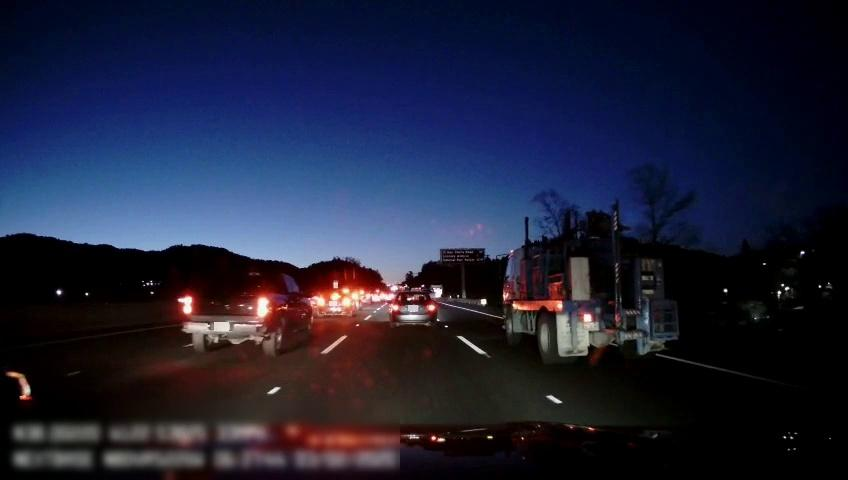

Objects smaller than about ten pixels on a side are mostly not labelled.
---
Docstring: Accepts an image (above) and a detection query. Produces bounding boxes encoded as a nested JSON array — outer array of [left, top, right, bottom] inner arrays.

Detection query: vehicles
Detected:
[[362, 288, 382, 305], [0, 359, 40, 440], [389, 288, 439, 328], [307, 280, 361, 318], [496, 240, 680, 365], [179, 271, 315, 357]]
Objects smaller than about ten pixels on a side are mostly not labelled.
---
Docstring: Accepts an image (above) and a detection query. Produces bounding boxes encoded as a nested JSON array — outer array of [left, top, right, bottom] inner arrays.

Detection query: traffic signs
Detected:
[[440, 247, 485, 265]]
